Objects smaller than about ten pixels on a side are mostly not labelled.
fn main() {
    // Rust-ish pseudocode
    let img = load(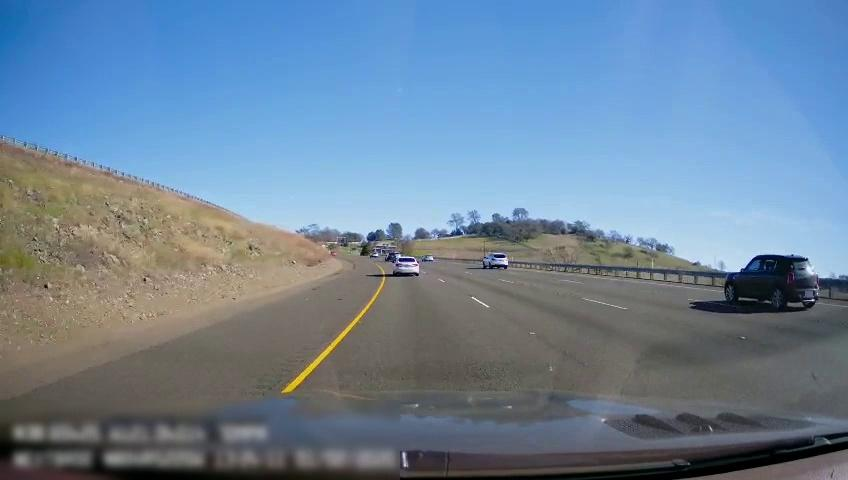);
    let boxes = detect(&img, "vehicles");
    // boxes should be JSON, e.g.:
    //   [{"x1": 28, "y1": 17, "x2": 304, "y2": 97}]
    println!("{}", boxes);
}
[
  {"x1": 482, "y1": 253, "x2": 508, "y2": 270},
  {"x1": 392, "y1": 254, "x2": 403, "y2": 263},
  {"x1": 422, "y1": 255, "x2": 434, "y2": 263},
  {"x1": 724, "y1": 254, "x2": 819, "y2": 311},
  {"x1": 391, "y1": 256, "x2": 420, "y2": 277},
  {"x1": 385, "y1": 254, "x2": 398, "y2": 263}
]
